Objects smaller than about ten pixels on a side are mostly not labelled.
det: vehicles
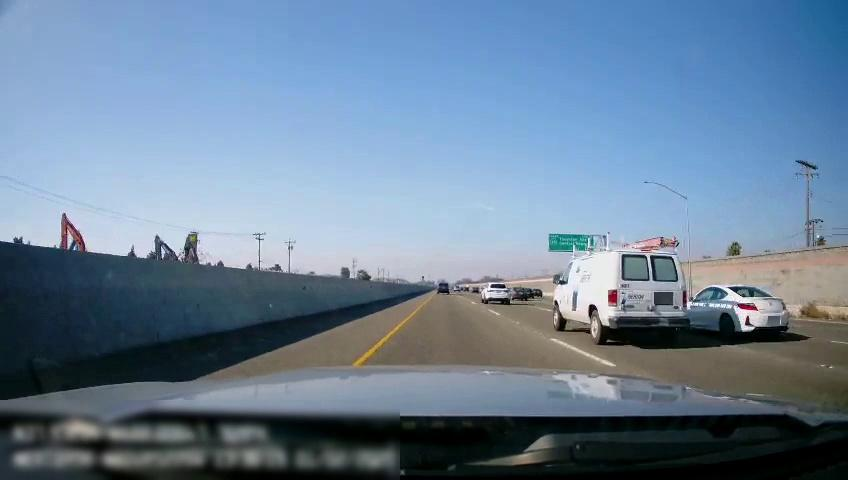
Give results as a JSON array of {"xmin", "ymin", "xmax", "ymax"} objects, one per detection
[
  {"xmin": 510, "ymin": 288, "xmax": 528, "ymax": 301},
  {"xmin": 688, "ymin": 284, "xmax": 790, "ymax": 343},
  {"xmin": 552, "ymin": 250, "xmax": 691, "ymax": 345},
  {"xmin": 480, "ymin": 282, "xmax": 512, "ymax": 304},
  {"xmin": 436, "ymin": 281, "xmax": 451, "ymax": 295},
  {"xmin": 526, "ymin": 287, "xmax": 535, "ymax": 299}
]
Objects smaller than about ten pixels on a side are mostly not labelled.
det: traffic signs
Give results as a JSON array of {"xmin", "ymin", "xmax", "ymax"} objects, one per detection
[{"xmin": 548, "ymin": 233, "xmax": 607, "ymax": 252}]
